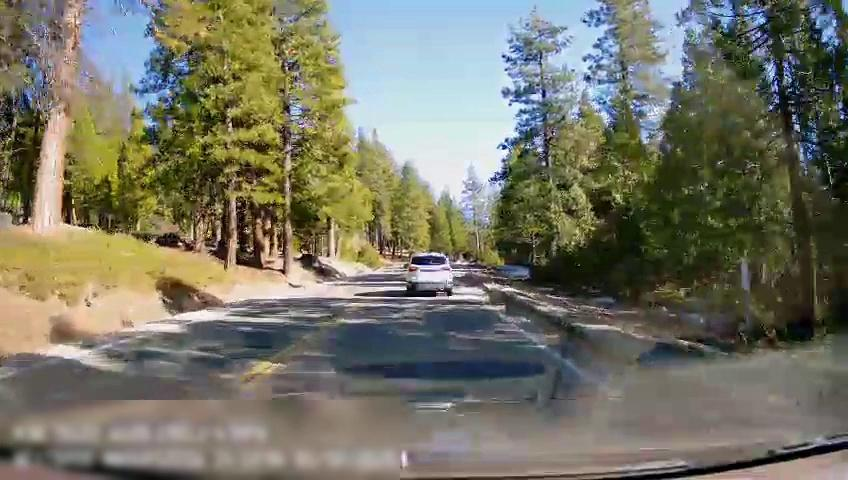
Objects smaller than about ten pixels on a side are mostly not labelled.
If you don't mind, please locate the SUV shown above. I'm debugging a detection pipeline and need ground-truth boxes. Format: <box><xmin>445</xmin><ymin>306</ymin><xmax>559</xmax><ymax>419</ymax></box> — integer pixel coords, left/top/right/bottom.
<box><xmin>406</xmin><ymin>252</ymin><xmax>454</xmax><ymax>296</ymax></box>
